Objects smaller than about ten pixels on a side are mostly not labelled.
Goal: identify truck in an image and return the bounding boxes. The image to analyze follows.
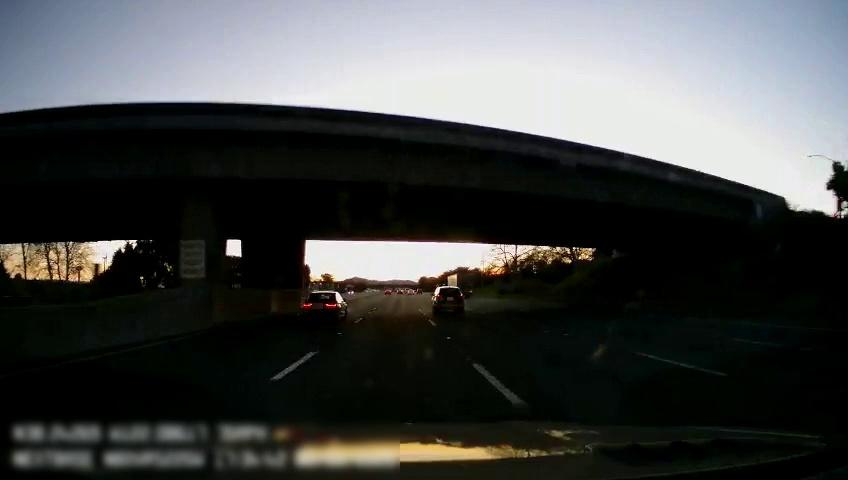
[448,273,472,298]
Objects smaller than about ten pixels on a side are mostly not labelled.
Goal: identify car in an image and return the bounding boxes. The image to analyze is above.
[301,290,349,323]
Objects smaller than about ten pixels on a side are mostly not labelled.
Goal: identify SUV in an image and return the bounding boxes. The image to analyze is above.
[431,286,464,314]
